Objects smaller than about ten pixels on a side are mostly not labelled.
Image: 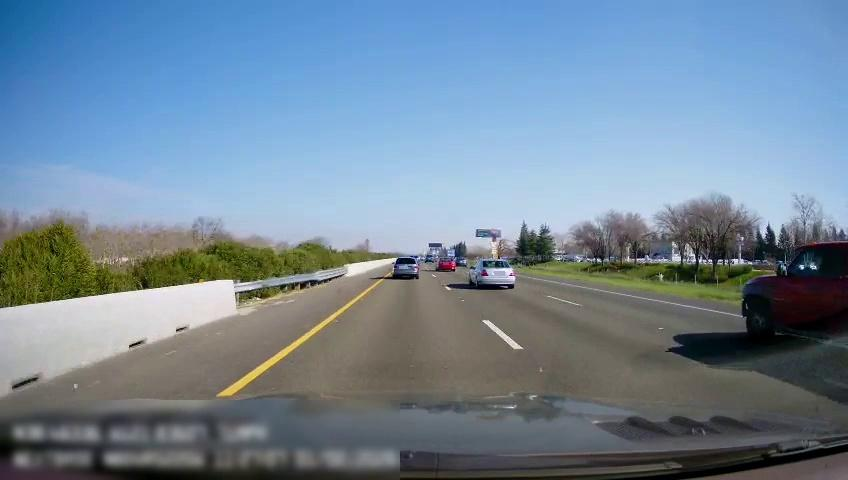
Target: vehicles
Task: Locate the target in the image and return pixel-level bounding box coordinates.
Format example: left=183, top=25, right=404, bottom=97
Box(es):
left=455, top=257, right=467, bottom=269
left=468, top=259, right=515, bottom=290
left=434, top=255, right=456, bottom=272
left=422, top=254, right=435, bottom=264
left=739, top=242, right=848, bottom=346
left=391, top=256, right=421, bottom=280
